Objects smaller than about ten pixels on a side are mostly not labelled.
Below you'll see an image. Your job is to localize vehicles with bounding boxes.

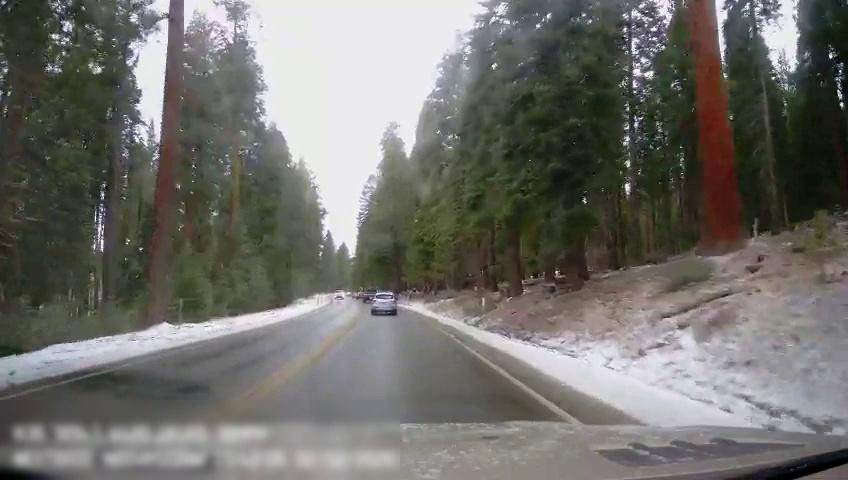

[334,292,345,301]
[353,290,364,300]
[362,289,377,303]
[371,292,398,316]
